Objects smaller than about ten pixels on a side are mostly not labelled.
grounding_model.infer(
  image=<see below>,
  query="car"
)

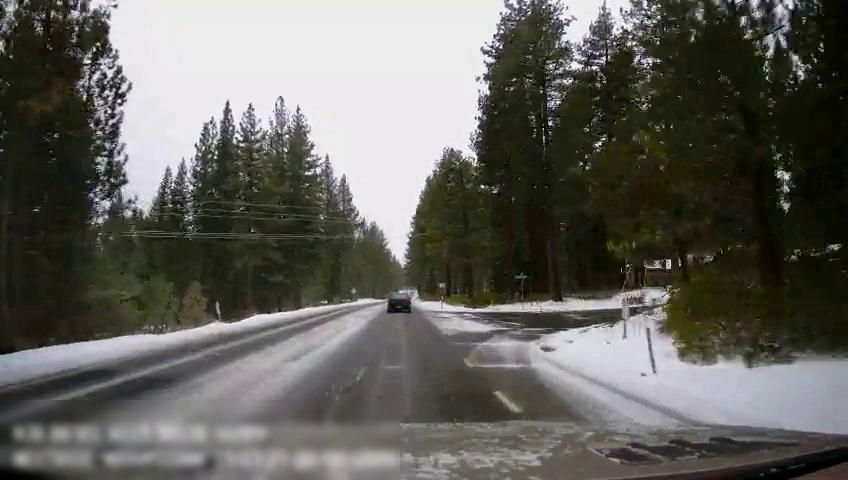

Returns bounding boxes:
[387,292,412,313]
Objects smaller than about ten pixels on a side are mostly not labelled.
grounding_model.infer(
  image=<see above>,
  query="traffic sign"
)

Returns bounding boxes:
[514,275,529,280]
